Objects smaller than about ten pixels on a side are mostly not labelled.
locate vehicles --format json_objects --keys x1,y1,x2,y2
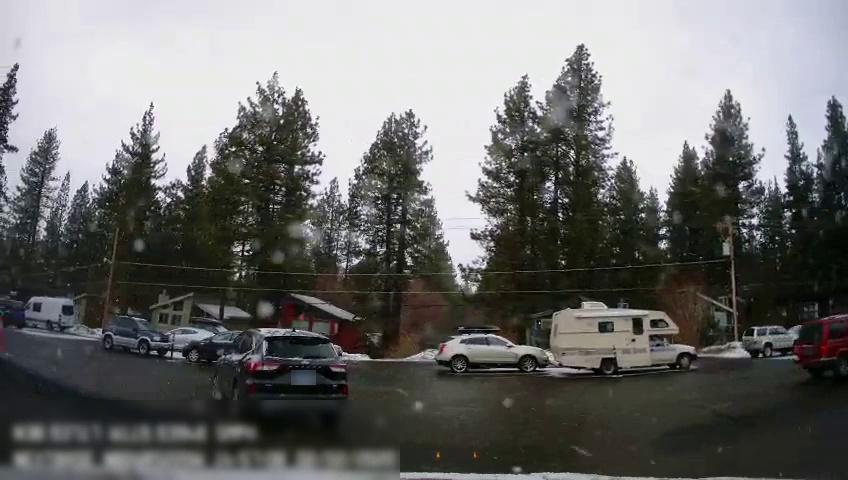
[
  {"x1": 100, "y1": 314, "x2": 175, "y2": 358},
  {"x1": 213, "y1": 328, "x2": 350, "y2": 436},
  {"x1": 167, "y1": 326, "x2": 214, "y2": 352},
  {"x1": 437, "y1": 334, "x2": 547, "y2": 374},
  {"x1": 180, "y1": 330, "x2": 235, "y2": 366},
  {"x1": 549, "y1": 300, "x2": 696, "y2": 378},
  {"x1": 15, "y1": 295, "x2": 75, "y2": 333},
  {"x1": 741, "y1": 325, "x2": 793, "y2": 359},
  {"x1": 793, "y1": 315, "x2": 848, "y2": 383}
]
